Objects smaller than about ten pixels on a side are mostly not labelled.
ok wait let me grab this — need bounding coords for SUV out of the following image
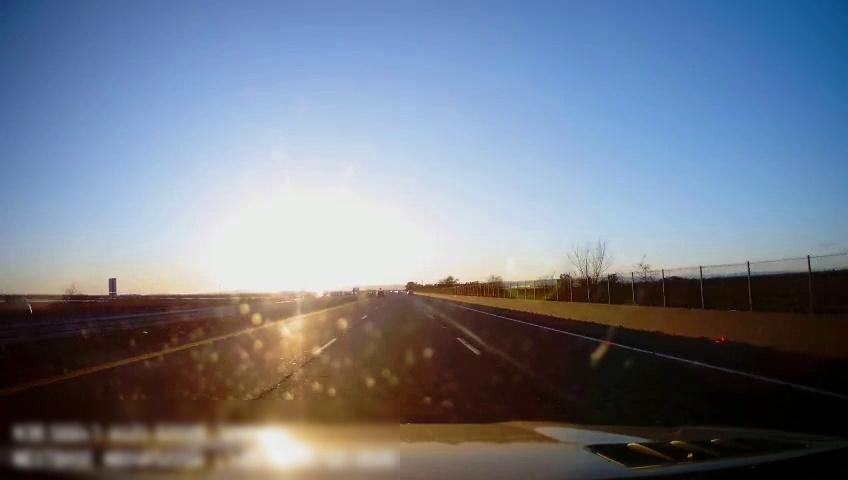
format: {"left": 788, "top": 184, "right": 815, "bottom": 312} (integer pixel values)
{"left": 0, "top": 293, "right": 34, "bottom": 325}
